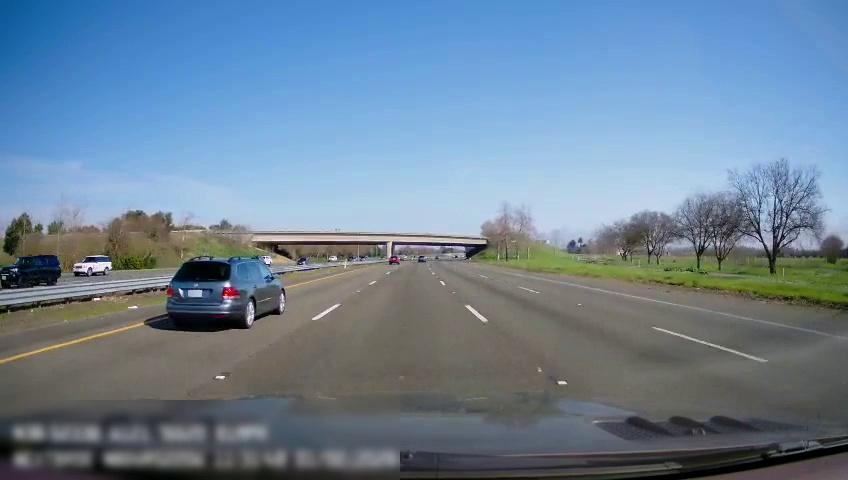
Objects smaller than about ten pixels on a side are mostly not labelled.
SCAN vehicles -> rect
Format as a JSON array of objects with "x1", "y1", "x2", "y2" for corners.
[
  {"x1": 72, "y1": 255, "x2": 113, "y2": 277},
  {"x1": 418, "y1": 255, "x2": 426, "y2": 263},
  {"x1": 388, "y1": 255, "x2": 401, "y2": 266},
  {"x1": 165, "y1": 256, "x2": 288, "y2": 330},
  {"x1": 259, "y1": 255, "x2": 273, "y2": 269},
  {"x1": 0, "y1": 255, "x2": 62, "y2": 290}
]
